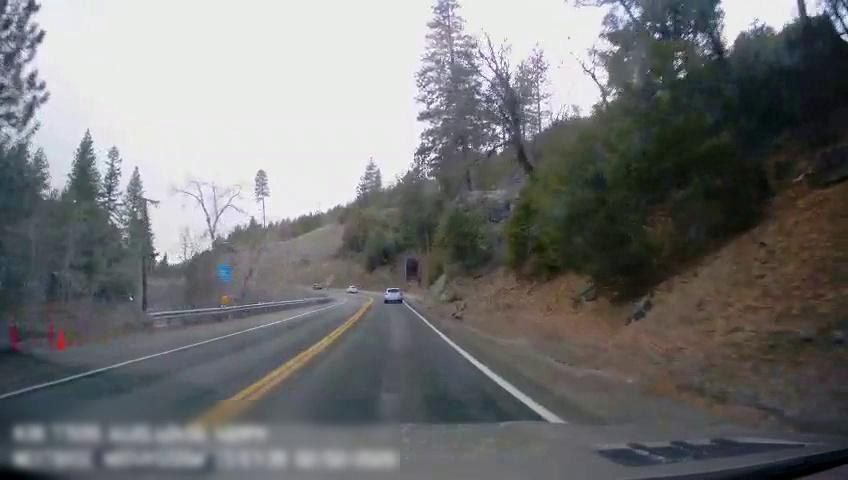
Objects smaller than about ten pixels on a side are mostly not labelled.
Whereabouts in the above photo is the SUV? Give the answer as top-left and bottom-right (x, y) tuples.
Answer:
(346, 285), (358, 294)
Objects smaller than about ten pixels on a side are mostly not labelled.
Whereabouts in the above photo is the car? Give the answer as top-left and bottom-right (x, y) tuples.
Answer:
(384, 288), (403, 304)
